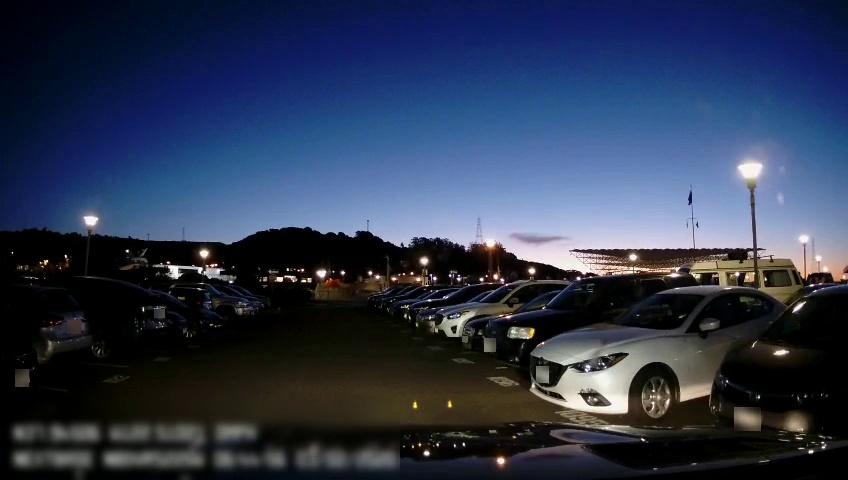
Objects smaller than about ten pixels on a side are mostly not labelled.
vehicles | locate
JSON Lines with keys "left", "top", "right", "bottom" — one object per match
{"left": 228, "top": 284, "right": 270, "bottom": 312}
{"left": 804, "top": 272, "right": 834, "bottom": 292}
{"left": 436, "top": 279, "right": 571, "bottom": 341}
{"left": 675, "top": 258, "right": 810, "bottom": 307}
{"left": 0, "top": 339, "right": 39, "bottom": 391}
{"left": 154, "top": 286, "right": 213, "bottom": 316}
{"left": 212, "top": 284, "right": 266, "bottom": 316}
{"left": 708, "top": 283, "right": 848, "bottom": 438}
{"left": 402, "top": 283, "right": 504, "bottom": 322}
{"left": 31, "top": 276, "right": 166, "bottom": 362}
{"left": 416, "top": 289, "right": 496, "bottom": 334}
{"left": 143, "top": 287, "right": 224, "bottom": 341}
{"left": 0, "top": 281, "right": 91, "bottom": 372}
{"left": 167, "top": 281, "right": 256, "bottom": 322}
{"left": 527, "top": 284, "right": 789, "bottom": 425}
{"left": 461, "top": 290, "right": 563, "bottom": 348}
{"left": 481, "top": 274, "right": 671, "bottom": 371}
